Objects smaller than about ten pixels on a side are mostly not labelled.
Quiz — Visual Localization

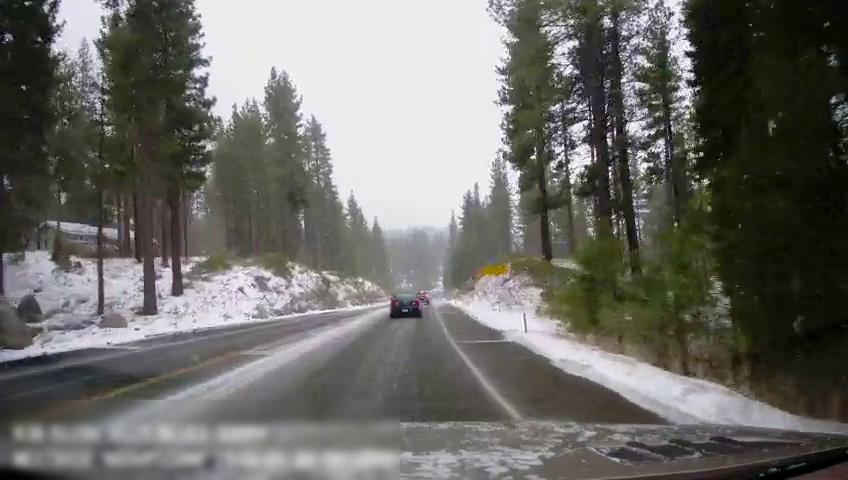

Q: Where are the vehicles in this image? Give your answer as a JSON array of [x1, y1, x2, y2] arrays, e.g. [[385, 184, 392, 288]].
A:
[[413, 291, 430, 305], [390, 287, 423, 318]]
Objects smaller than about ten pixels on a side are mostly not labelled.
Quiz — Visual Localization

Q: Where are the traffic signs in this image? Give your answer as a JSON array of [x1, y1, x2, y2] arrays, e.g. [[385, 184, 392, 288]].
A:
[[480, 264, 508, 275]]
